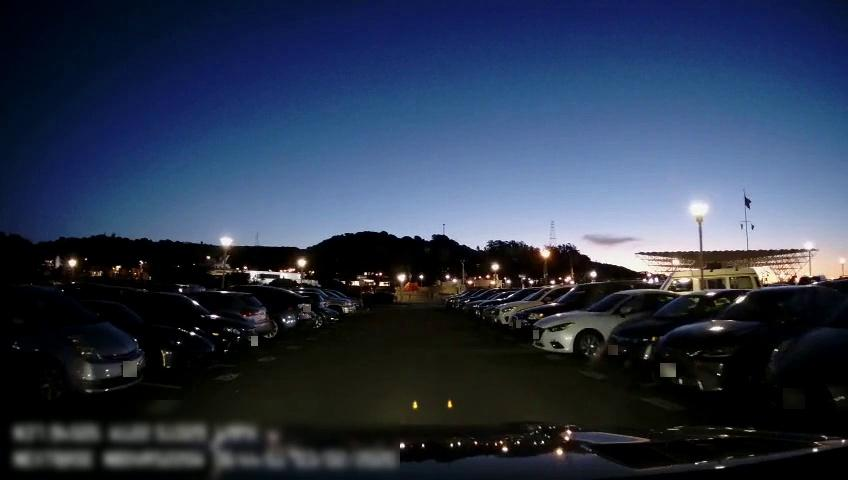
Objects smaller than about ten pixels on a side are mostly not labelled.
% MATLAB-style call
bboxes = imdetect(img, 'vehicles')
[648,284,848,394]
[478,288,543,321]
[64,280,259,359]
[797,274,828,285]
[531,289,681,363]
[493,285,574,326]
[185,288,274,343]
[311,288,360,318]
[605,289,750,366]
[68,298,215,376]
[658,268,764,295]
[284,286,357,318]
[763,321,848,423]
[0,283,146,406]
[212,284,313,342]
[322,288,364,316]
[508,281,656,341]
[278,290,326,317]
[298,301,341,331]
